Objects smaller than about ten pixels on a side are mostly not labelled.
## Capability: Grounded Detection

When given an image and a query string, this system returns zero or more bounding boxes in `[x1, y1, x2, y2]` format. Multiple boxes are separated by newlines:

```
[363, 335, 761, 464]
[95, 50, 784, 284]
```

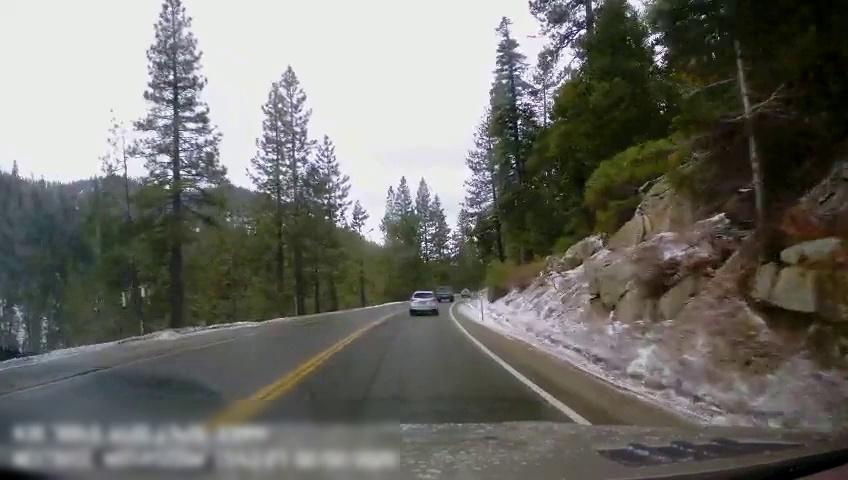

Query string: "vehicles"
[408, 291, 436, 316]
[436, 287, 455, 303]
[460, 288, 471, 298]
